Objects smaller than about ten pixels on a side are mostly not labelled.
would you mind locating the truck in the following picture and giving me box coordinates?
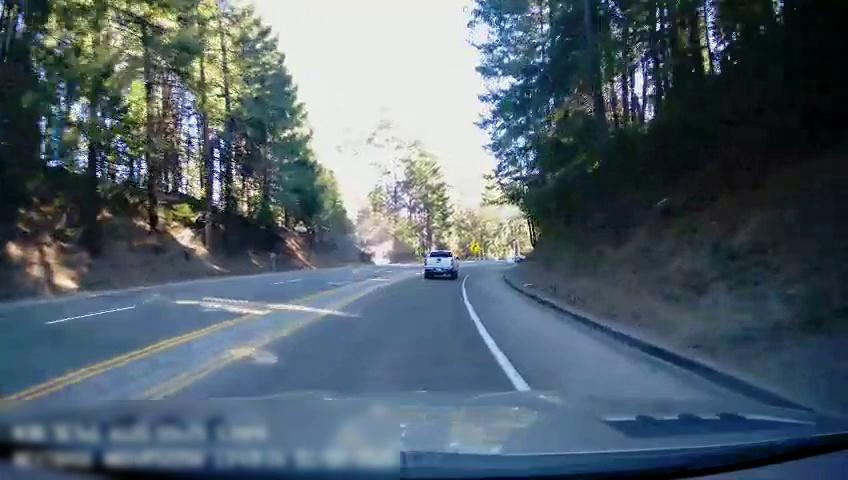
[424,249,460,280]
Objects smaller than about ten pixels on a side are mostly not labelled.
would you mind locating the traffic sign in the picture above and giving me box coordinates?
[469,240,480,253]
